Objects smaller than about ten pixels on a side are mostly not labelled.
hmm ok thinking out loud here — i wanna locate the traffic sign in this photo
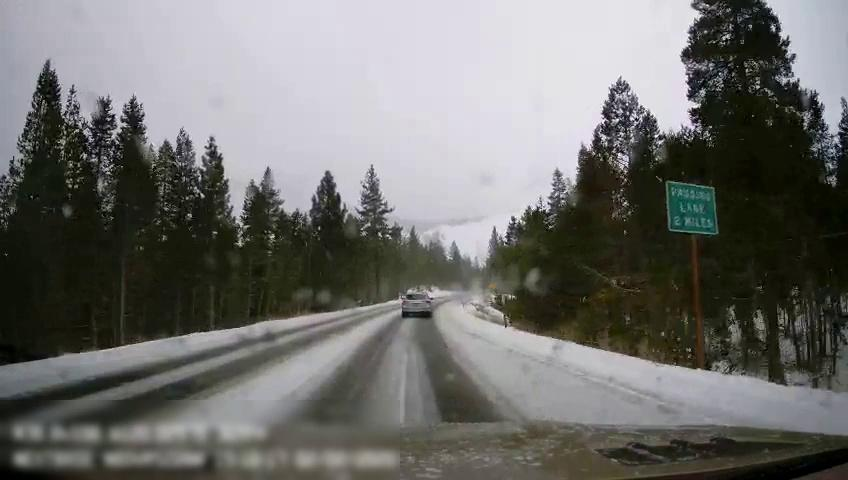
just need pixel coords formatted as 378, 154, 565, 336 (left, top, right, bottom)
664, 179, 720, 237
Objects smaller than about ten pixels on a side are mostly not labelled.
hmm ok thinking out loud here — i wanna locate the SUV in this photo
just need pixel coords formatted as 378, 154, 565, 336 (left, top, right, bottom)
401, 291, 436, 318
